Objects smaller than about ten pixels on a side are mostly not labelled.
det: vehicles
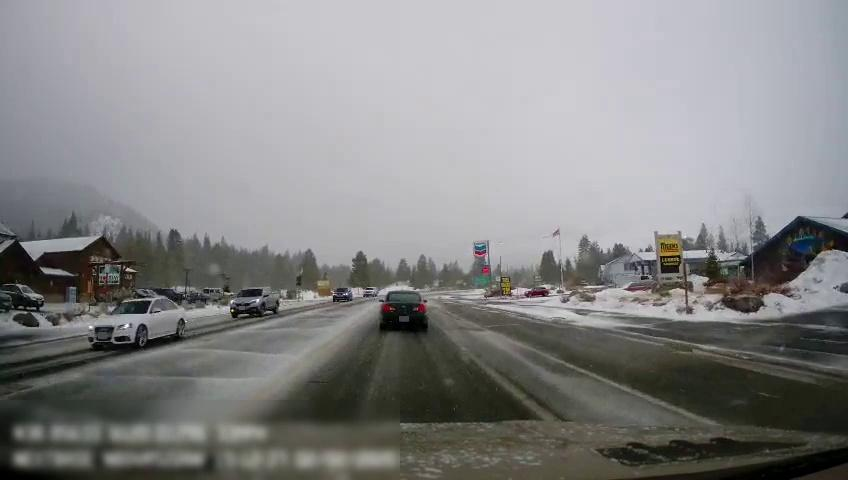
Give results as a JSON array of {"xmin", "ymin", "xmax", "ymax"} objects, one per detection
[
  {"xmin": 378, "ymin": 290, "xmax": 428, "ymax": 332},
  {"xmin": 140, "ymin": 289, "xmax": 168, "ymax": 299},
  {"xmin": 524, "ymin": 287, "xmax": 550, "ymax": 297},
  {"xmin": 362, "ymin": 287, "xmax": 378, "ymax": 297},
  {"xmin": 0, "ymin": 292, "xmax": 12, "ymax": 312},
  {"xmin": 186, "ymin": 292, "xmax": 219, "ymax": 304},
  {"xmin": 332, "ymin": 287, "xmax": 353, "ymax": 302},
  {"xmin": 618, "ymin": 282, "xmax": 652, "ymax": 292},
  {"xmin": 131, "ymin": 289, "xmax": 153, "ymax": 300},
  {"xmin": 0, "ymin": 284, "xmax": 44, "ymax": 312},
  {"xmin": 88, "ymin": 298, "xmax": 186, "ymax": 351},
  {"xmin": 203, "ymin": 288, "xmax": 234, "ymax": 300},
  {"xmin": 150, "ymin": 288, "xmax": 187, "ymax": 303},
  {"xmin": 229, "ymin": 287, "xmax": 280, "ymax": 318}
]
